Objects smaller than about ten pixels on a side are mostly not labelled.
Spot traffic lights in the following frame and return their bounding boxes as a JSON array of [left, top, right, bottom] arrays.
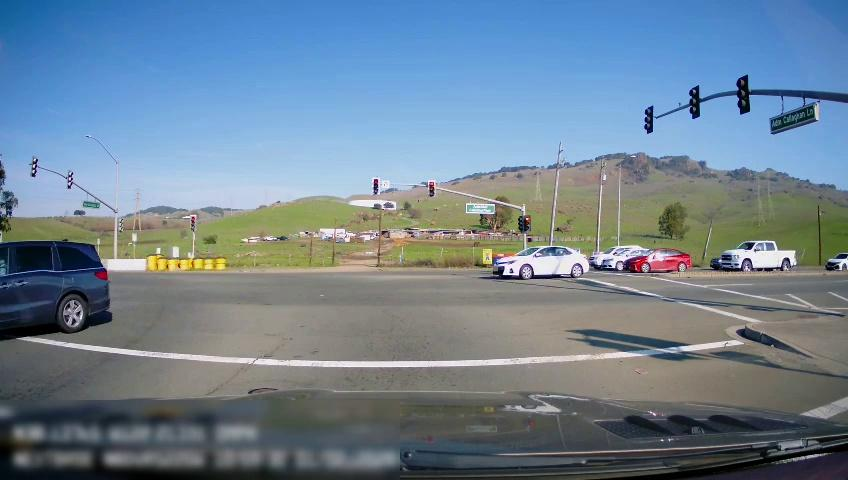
[[117, 215, 125, 233], [426, 178, 437, 197], [643, 104, 655, 135], [66, 169, 75, 190], [30, 156, 40, 178], [687, 84, 702, 120], [371, 176, 382, 196], [523, 214, 532, 232], [189, 214, 198, 232], [735, 74, 751, 115], [516, 215, 525, 232]]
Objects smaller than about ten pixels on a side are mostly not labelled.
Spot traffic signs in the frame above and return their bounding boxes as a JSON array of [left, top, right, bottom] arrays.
[[82, 199, 101, 209], [464, 201, 497, 216], [768, 100, 821, 135]]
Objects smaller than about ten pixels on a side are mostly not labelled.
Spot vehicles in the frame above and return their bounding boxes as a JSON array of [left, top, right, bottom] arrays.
[[709, 256, 723, 271], [588, 245, 644, 270], [719, 240, 798, 272], [601, 247, 651, 272], [492, 245, 591, 281], [824, 252, 848, 273], [623, 247, 693, 274], [0, 239, 113, 334]]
